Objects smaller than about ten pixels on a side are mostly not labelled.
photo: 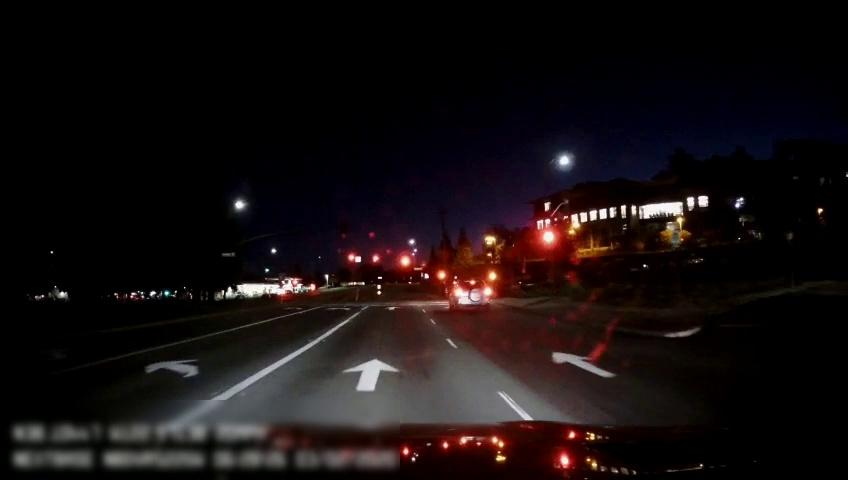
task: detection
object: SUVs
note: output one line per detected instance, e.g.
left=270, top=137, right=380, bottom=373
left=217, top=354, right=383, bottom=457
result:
left=448, top=278, right=492, bottom=315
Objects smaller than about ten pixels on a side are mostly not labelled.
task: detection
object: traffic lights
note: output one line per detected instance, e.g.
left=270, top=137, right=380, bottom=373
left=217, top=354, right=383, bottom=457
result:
left=402, top=255, right=410, bottom=270
left=372, top=254, right=380, bottom=267
left=348, top=253, right=355, bottom=267
left=545, top=231, right=554, bottom=248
